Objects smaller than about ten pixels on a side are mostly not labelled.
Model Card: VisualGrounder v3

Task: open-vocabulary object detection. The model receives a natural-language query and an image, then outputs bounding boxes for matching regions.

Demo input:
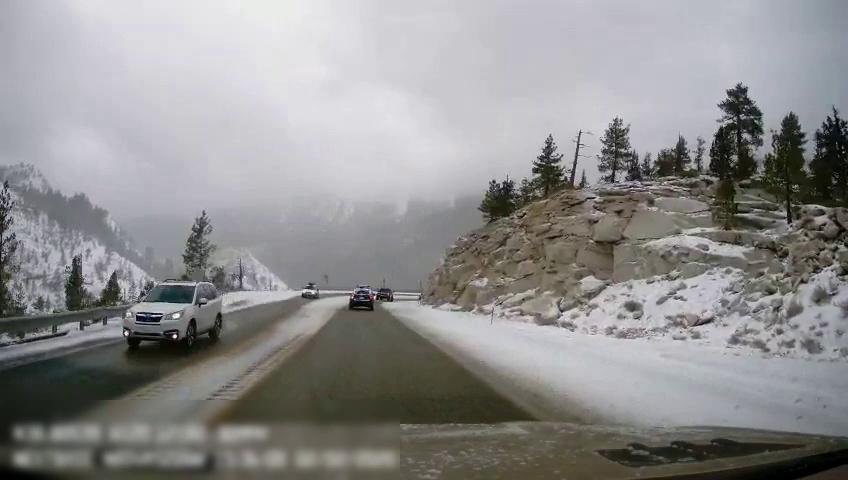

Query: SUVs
[301,283,319,299]
[122,279,223,354]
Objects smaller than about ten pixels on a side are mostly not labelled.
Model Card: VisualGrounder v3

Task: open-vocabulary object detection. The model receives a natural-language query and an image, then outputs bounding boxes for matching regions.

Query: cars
[348,284,376,311]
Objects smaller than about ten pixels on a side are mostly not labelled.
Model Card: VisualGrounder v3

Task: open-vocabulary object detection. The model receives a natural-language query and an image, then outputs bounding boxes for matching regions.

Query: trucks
[376,287,394,301]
